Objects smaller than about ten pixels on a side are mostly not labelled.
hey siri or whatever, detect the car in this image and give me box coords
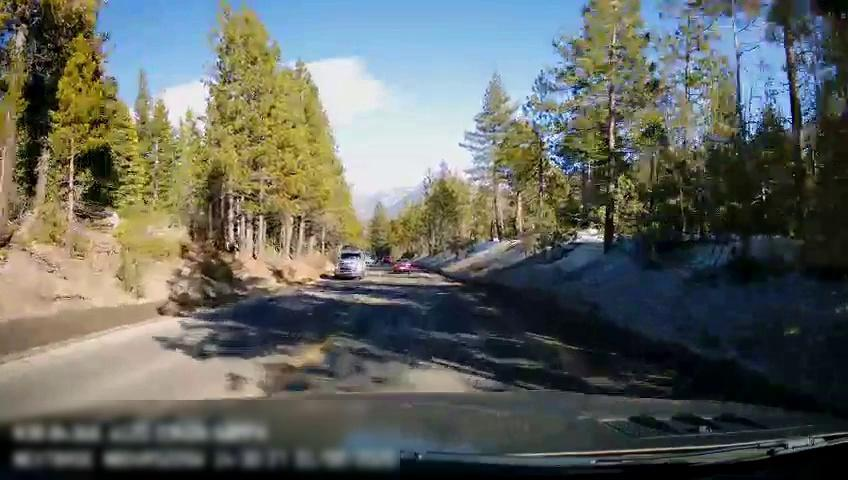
[393,257,413,274]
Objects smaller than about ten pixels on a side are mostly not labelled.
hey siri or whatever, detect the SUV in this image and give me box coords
[334,250,372,281]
